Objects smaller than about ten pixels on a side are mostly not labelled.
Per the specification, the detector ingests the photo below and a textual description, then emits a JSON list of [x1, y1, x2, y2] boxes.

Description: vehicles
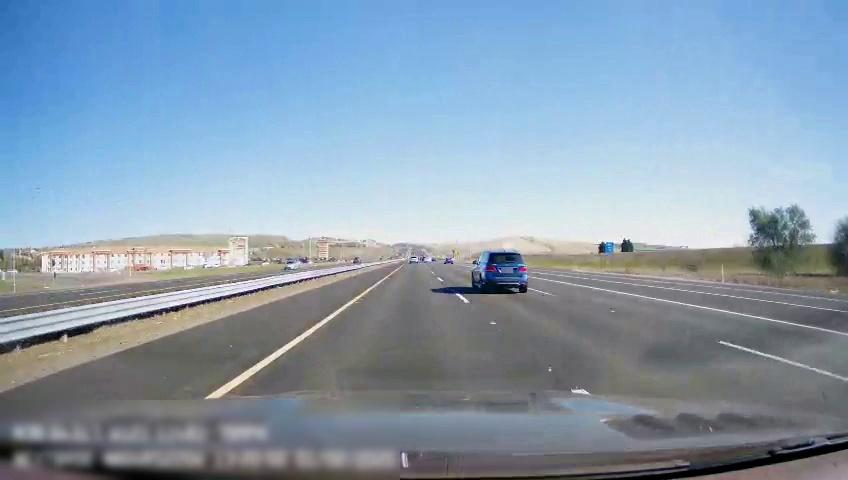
[[443, 256, 455, 265], [471, 250, 528, 294], [284, 259, 299, 271], [422, 255, 432, 262], [409, 255, 419, 264]]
